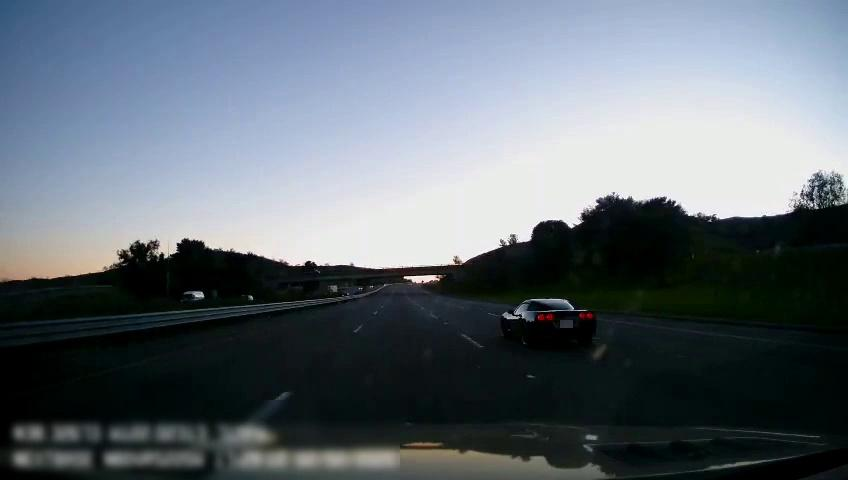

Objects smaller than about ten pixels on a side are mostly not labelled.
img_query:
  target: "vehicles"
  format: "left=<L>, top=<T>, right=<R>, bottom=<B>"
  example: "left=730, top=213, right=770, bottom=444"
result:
left=500, top=299, right=596, bottom=348
left=240, top=294, right=254, bottom=302
left=324, top=285, right=338, bottom=295
left=179, top=291, right=205, bottom=302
